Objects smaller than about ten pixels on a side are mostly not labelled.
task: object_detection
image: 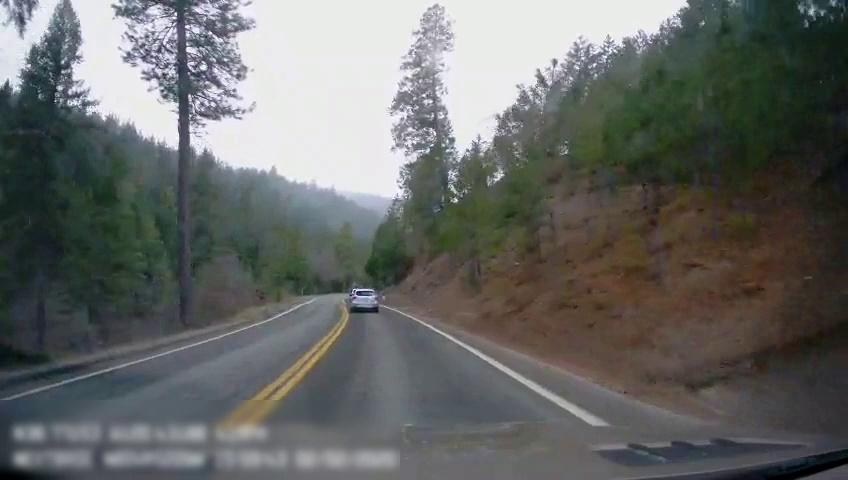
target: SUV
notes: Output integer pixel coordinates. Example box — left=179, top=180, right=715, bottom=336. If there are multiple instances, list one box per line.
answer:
left=350, top=289, right=378, bottom=313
